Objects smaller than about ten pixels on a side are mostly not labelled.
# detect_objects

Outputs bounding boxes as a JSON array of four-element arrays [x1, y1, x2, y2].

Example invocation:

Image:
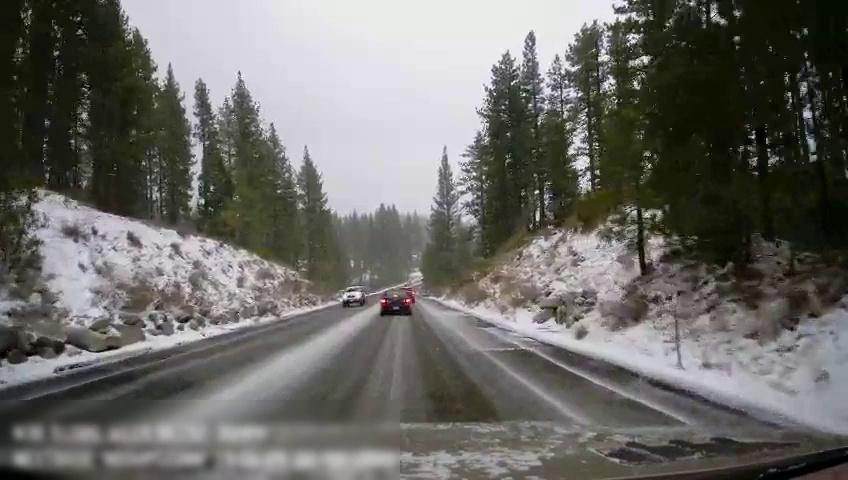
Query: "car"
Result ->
[[380, 289, 413, 317]]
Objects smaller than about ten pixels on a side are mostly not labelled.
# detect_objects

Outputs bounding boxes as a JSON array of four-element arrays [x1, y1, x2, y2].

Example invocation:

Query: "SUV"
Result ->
[[342, 286, 366, 307]]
